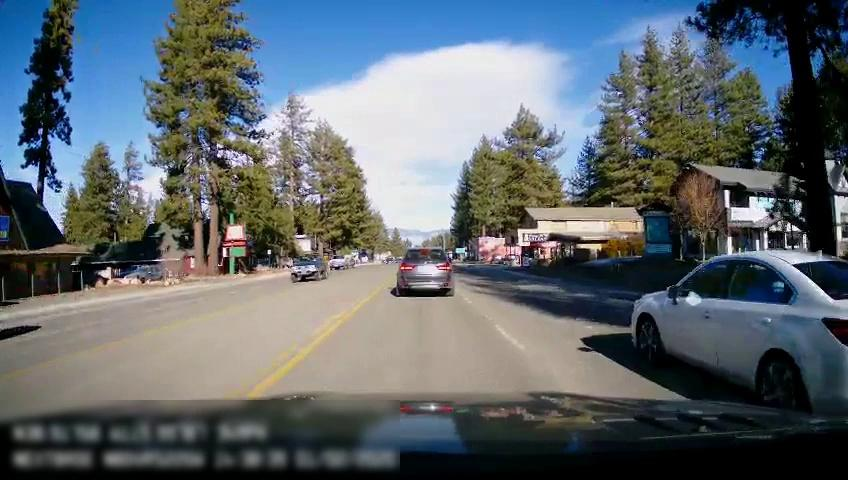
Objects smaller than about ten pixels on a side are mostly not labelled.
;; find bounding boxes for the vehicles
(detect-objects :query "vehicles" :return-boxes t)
[631,250,848,416]
[395,248,454,297]
[290,255,329,283]
[329,254,351,273]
